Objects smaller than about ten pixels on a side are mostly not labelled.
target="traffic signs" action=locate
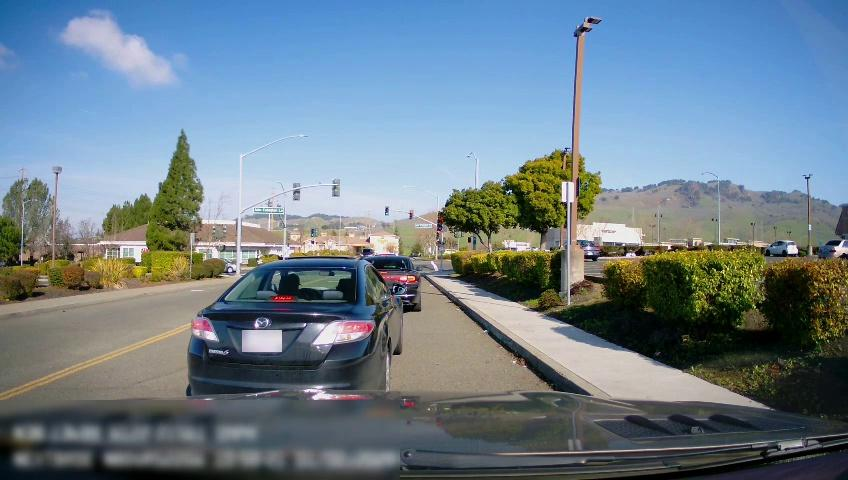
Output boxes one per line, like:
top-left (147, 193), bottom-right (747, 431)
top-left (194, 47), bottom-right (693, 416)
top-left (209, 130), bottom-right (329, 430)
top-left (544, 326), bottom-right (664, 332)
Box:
top-left (254, 205), bottom-right (285, 216)
top-left (417, 222), bottom-right (433, 229)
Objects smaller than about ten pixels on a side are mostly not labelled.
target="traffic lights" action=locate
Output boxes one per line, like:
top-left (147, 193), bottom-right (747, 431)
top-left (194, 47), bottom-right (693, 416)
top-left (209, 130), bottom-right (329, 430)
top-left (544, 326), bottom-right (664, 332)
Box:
top-left (331, 179), bottom-right (340, 196)
top-left (291, 183), bottom-right (300, 201)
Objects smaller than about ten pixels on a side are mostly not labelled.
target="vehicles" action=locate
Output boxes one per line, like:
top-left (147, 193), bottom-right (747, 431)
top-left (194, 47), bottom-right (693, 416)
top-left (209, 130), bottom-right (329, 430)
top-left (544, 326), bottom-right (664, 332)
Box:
top-left (361, 245), bottom-right (374, 255)
top-left (224, 257), bottom-right (238, 274)
top-left (184, 255), bottom-right (405, 396)
top-left (764, 239), bottom-right (799, 256)
top-left (577, 237), bottom-right (602, 260)
top-left (817, 237), bottom-right (848, 270)
top-left (367, 255), bottom-right (424, 311)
